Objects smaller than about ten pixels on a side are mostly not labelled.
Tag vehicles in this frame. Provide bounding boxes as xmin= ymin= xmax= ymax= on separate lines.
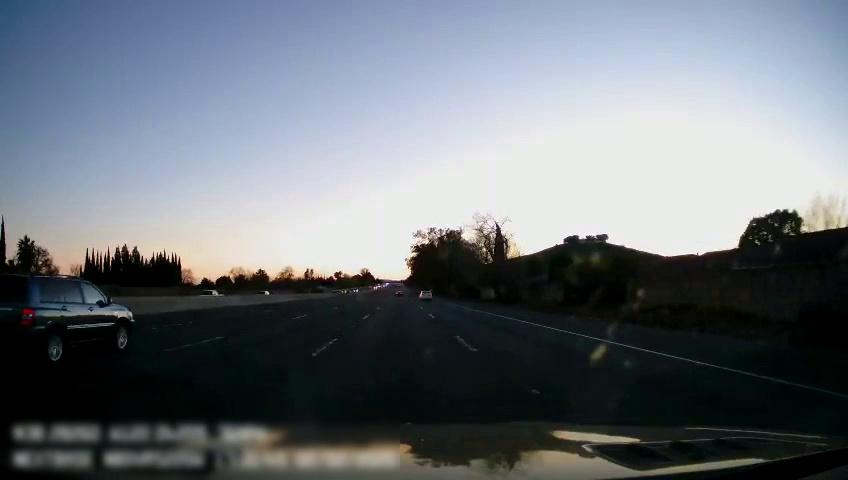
xmin=200 ymin=289 xmax=224 ymax=297
xmin=255 ymin=290 xmax=270 ymax=295
xmin=0 ymin=273 xmax=136 ymax=368
xmin=419 ymin=290 xmax=433 ymax=301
